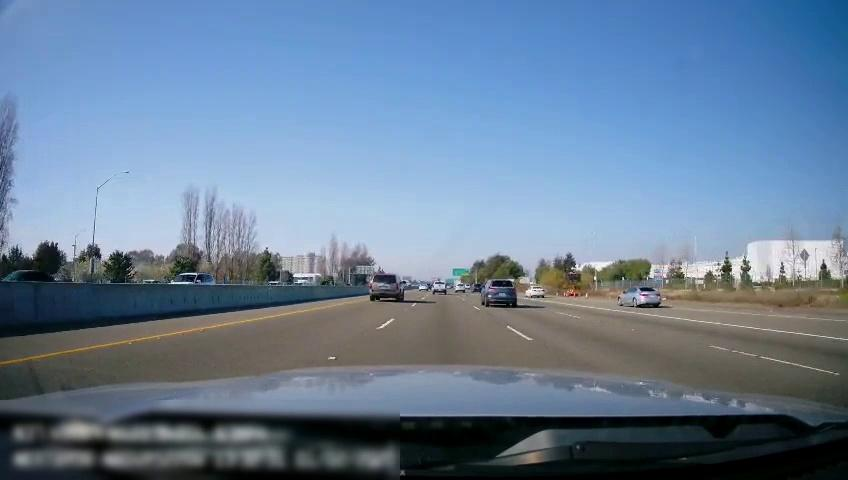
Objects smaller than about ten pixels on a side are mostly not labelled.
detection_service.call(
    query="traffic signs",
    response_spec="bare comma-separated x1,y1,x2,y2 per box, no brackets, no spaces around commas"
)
452,268,468,277
519,276,530,284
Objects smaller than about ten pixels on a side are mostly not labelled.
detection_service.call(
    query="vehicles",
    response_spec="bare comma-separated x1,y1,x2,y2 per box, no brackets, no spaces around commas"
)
524,286,545,299
617,286,662,308
167,272,217,286
480,279,517,308
1,269,57,282
471,283,482,294
418,283,429,292
431,279,449,295
454,282,466,294
368,272,407,303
